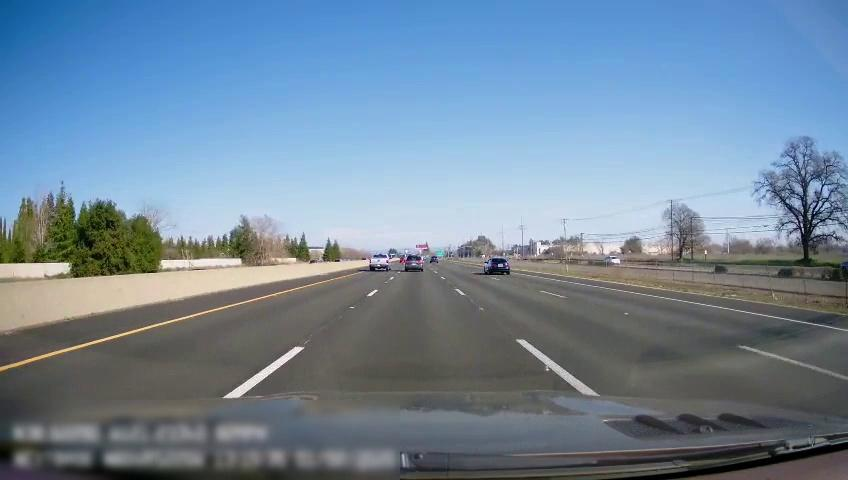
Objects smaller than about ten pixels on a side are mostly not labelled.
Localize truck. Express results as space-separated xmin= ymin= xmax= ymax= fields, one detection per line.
xmin=368 ymin=253 xmax=392 ymax=272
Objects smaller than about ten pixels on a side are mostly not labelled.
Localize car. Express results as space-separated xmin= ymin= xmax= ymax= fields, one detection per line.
xmin=483 ymin=258 xmax=510 ymax=275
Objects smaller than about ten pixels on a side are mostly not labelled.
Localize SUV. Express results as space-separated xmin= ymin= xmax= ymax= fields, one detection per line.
xmin=404 ymin=255 xmax=424 ymax=272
